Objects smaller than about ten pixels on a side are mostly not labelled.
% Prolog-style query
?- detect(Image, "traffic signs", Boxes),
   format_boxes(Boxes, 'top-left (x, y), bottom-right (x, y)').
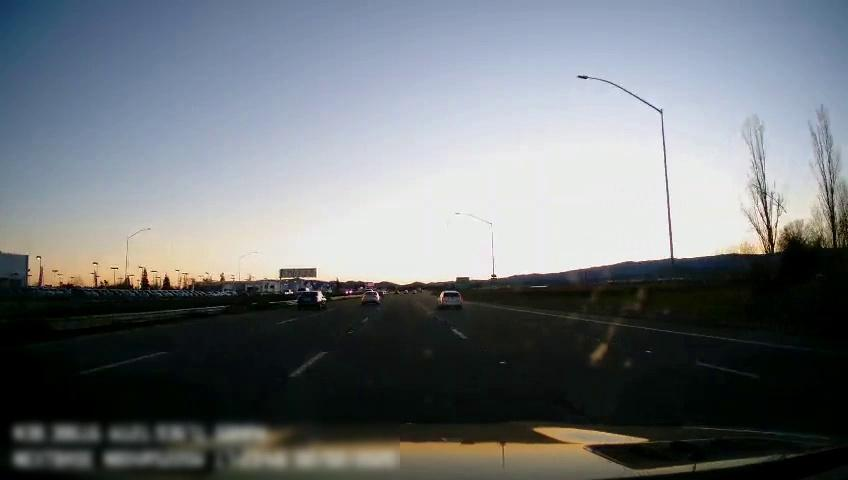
top-left (456, 276), bottom-right (470, 289)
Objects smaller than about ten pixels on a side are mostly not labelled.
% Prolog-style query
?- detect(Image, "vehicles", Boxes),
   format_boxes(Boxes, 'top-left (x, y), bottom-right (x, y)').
top-left (297, 287), bottom-right (309, 293)
top-left (436, 291), bottom-right (463, 311)
top-left (361, 290), bottom-right (380, 306)
top-left (297, 290), bottom-right (328, 311)
top-left (280, 289), bottom-right (293, 296)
